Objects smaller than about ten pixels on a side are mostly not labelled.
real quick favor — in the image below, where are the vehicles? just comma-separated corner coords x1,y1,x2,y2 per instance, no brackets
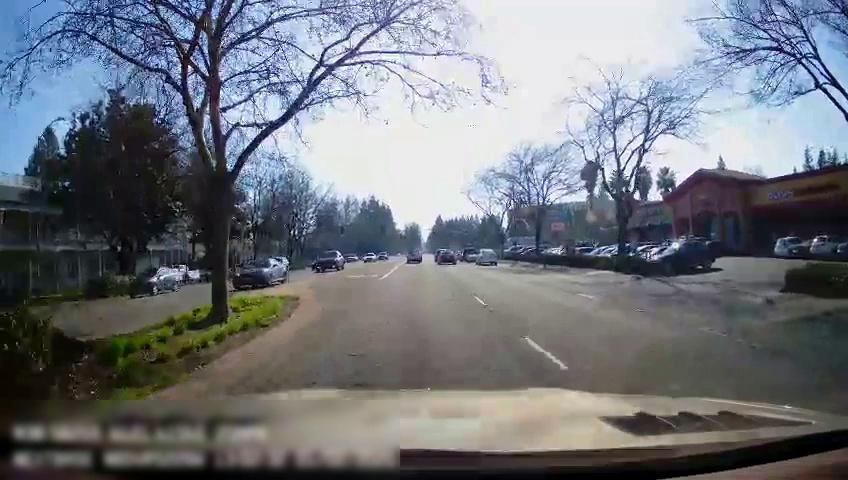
652,239,717,270
808,235,843,259
567,247,596,256
317,251,345,272
363,252,379,263
274,257,289,266
773,236,810,258
645,245,673,263
131,267,177,296
611,243,656,257
438,250,456,264
311,257,319,271
837,240,848,260
476,249,497,265
633,244,667,258
406,252,420,263
466,254,477,263
460,249,477,262
582,247,610,257
595,247,623,257
434,249,444,261
233,258,288,289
